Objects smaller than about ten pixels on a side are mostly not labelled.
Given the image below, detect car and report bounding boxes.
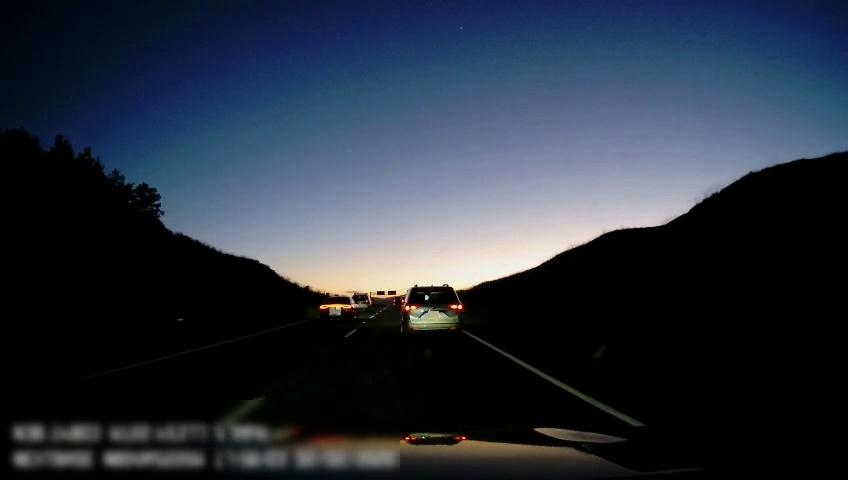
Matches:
[318,295,360,324]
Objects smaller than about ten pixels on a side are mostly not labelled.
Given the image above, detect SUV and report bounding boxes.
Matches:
[349,292,375,312]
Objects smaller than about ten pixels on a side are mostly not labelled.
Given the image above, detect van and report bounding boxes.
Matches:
[397,284,466,337]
